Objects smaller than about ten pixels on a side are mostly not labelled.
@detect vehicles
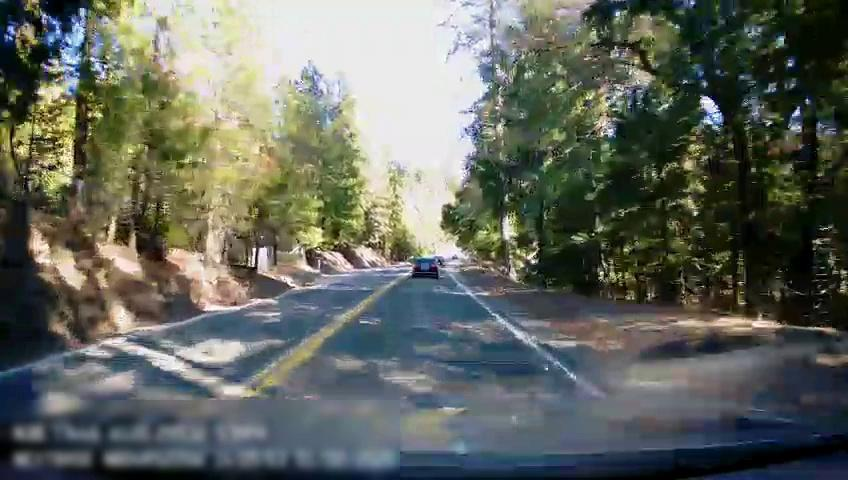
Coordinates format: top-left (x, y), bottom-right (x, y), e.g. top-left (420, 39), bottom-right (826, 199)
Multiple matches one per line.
top-left (411, 257), bottom-right (440, 280)
top-left (432, 255), bottom-right (443, 266)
